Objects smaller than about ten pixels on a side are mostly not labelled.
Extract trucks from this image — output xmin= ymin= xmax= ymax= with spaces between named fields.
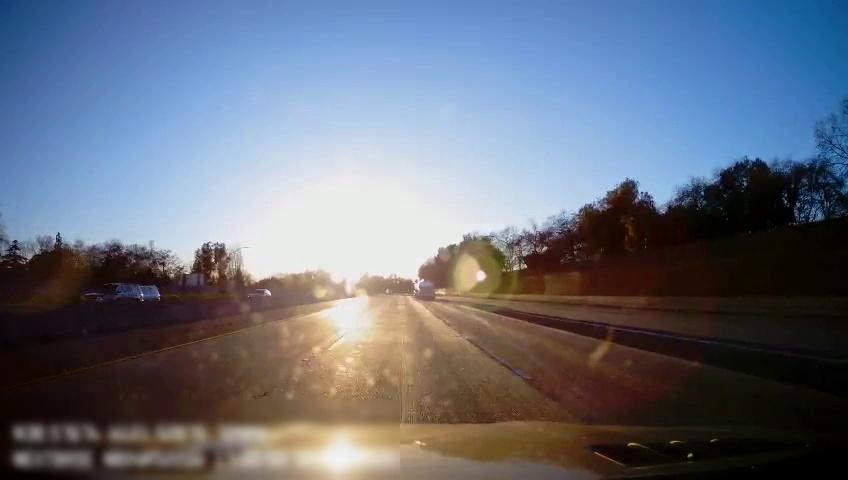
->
xmin=80 ymin=283 xmax=144 ymax=305
xmin=414 ymin=279 xmax=435 ymax=301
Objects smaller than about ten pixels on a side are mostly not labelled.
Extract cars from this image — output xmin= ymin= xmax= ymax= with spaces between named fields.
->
xmin=247 ymin=288 xmax=272 ymax=298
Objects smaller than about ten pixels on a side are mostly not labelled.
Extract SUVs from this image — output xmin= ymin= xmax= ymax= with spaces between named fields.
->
xmin=140 ymin=285 xmax=160 ymax=302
